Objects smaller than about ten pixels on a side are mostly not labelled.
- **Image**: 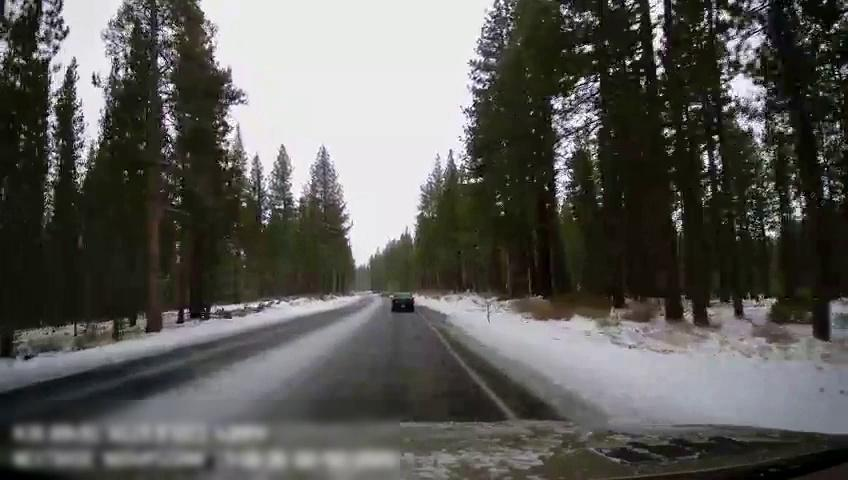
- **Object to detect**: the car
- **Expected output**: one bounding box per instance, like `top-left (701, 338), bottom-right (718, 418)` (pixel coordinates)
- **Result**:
top-left (391, 292), bottom-right (415, 312)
